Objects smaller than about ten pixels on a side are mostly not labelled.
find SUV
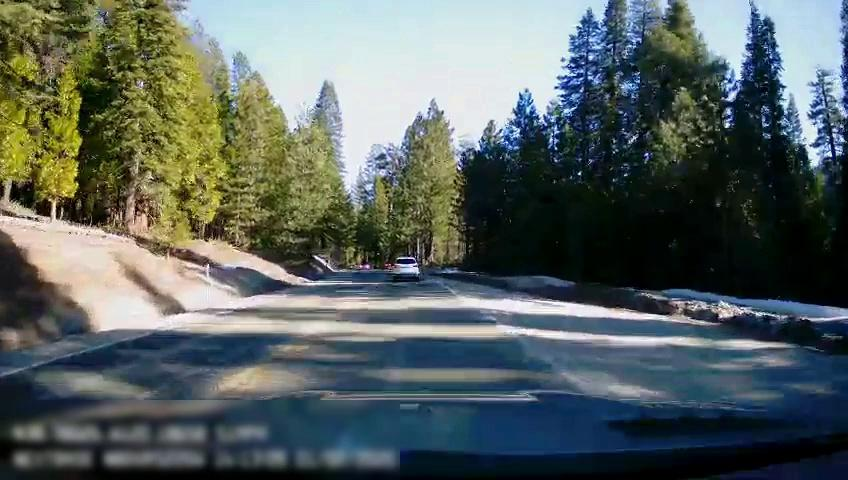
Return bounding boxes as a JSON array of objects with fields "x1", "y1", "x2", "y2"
[{"x1": 390, "y1": 255, "x2": 421, "y2": 282}]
